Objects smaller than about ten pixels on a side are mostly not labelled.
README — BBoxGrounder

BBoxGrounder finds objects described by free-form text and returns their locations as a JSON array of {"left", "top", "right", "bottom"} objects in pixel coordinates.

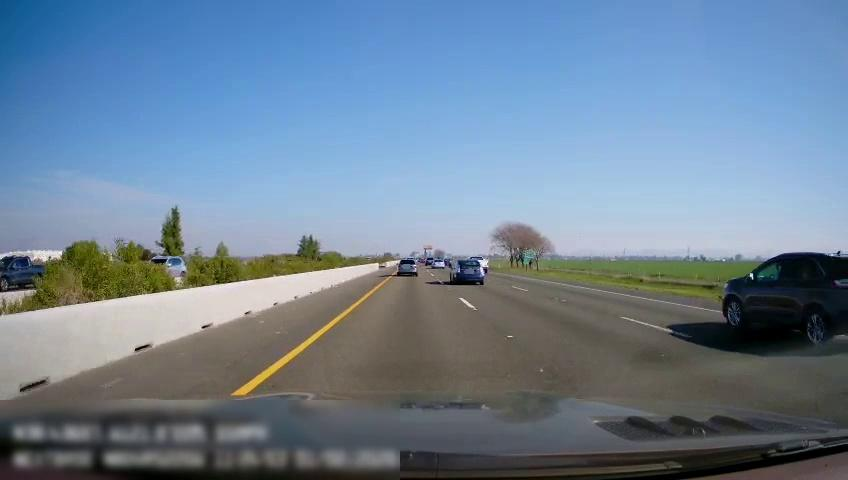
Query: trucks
[
  {"left": 473, "top": 254, "right": 490, "bottom": 272},
  {"left": 0, "top": 255, "right": 46, "bottom": 292}
]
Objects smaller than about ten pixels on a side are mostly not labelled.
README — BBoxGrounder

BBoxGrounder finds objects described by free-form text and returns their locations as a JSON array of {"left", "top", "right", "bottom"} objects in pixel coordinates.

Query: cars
[
  {"left": 431, "top": 258, "right": 446, "bottom": 270},
  {"left": 447, "top": 259, "right": 485, "bottom": 284}
]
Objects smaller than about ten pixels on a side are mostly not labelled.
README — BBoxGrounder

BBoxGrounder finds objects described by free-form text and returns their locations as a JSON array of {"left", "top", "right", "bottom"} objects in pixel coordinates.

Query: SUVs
[
  {"left": 148, "top": 256, "right": 187, "bottom": 278},
  {"left": 721, "top": 252, "right": 848, "bottom": 347},
  {"left": 395, "top": 257, "right": 418, "bottom": 276}
]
